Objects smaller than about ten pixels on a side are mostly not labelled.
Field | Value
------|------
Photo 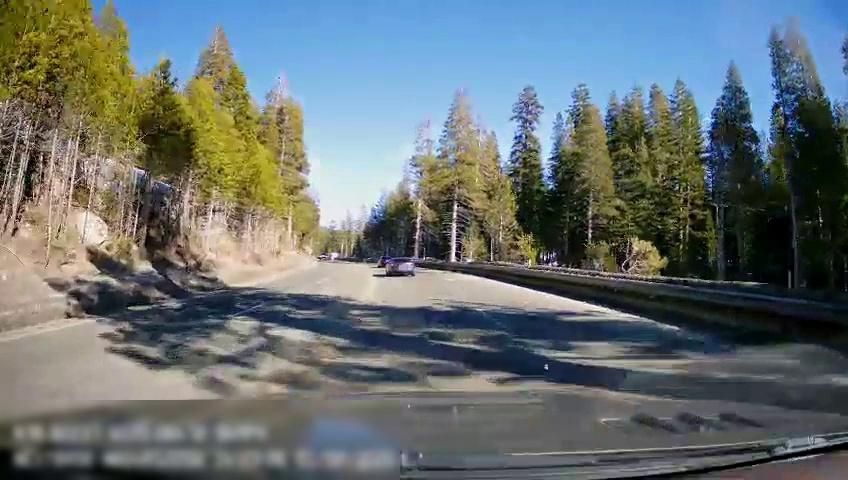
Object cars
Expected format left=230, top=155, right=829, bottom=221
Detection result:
left=379, top=255, right=394, bottom=267
left=385, top=256, right=417, bottom=277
